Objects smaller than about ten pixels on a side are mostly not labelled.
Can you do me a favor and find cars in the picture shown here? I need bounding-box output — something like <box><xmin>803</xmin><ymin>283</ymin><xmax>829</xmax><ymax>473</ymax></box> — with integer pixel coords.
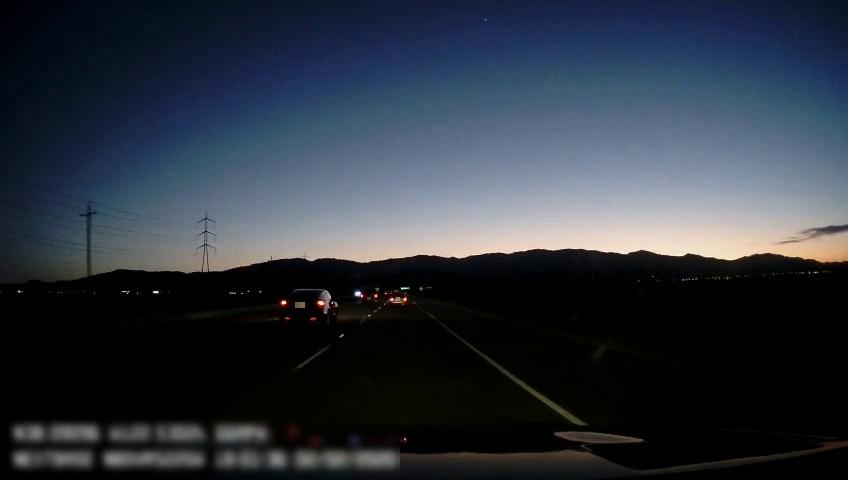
<box><xmin>277</xmin><ymin>288</ymin><xmax>341</xmax><ymax>329</ymax></box>
<box><xmin>389</xmin><ymin>290</ymin><xmax>408</xmax><ymax>305</ymax></box>
<box><xmin>360</xmin><ymin>287</ymin><xmax>381</xmax><ymax>302</ymax></box>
